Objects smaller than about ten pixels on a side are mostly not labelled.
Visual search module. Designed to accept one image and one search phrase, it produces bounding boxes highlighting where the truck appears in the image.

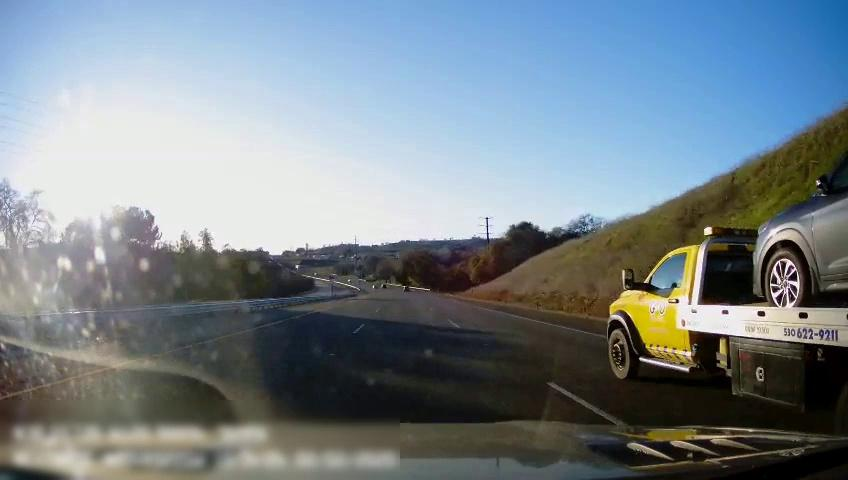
[606,148,848,435]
